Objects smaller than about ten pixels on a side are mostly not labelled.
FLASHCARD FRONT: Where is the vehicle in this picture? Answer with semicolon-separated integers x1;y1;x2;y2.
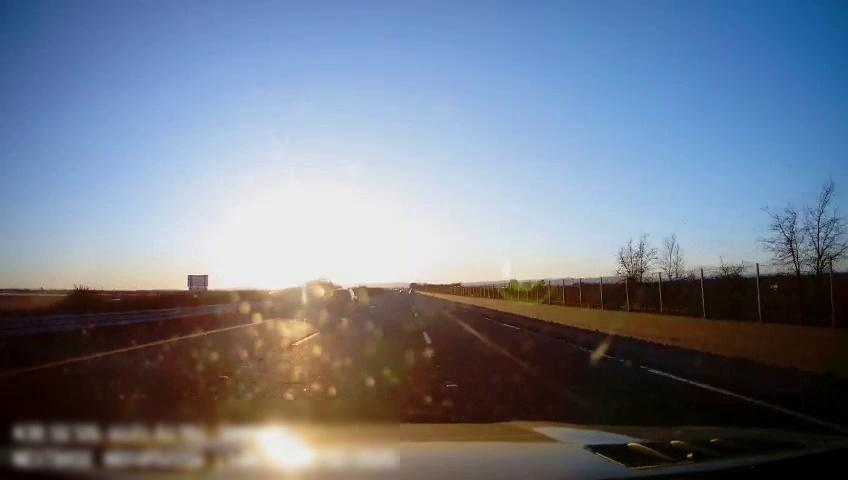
327;289;359;311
